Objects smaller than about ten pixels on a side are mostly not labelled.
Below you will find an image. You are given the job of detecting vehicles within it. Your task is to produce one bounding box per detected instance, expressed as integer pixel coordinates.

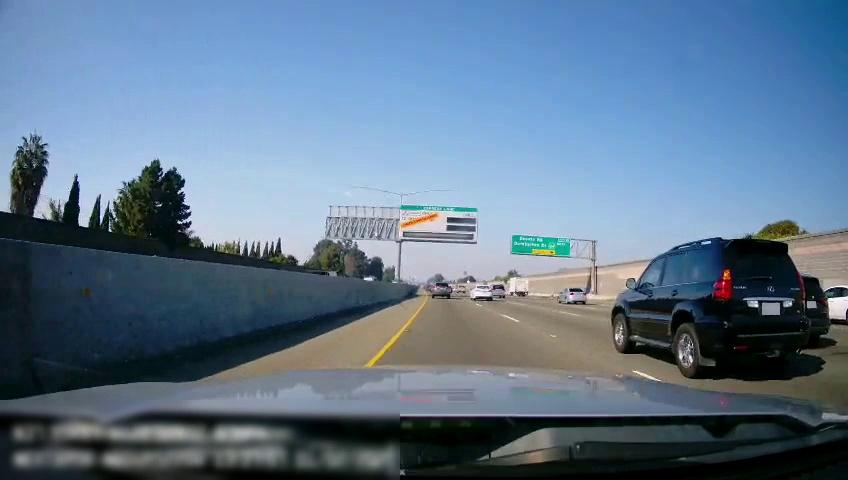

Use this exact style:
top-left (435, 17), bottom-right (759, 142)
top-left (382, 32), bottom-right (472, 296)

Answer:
top-left (822, 285), bottom-right (848, 326)
top-left (469, 284), bottom-right (494, 302)
top-left (455, 285), bottom-right (467, 294)
top-left (610, 236), bottom-right (808, 380)
top-left (363, 276), bottom-right (376, 281)
top-left (507, 277), bottom-right (529, 296)
top-left (557, 287), bottom-right (586, 305)
top-left (307, 270), bottom-right (338, 278)
top-left (798, 275), bottom-right (830, 349)
top-left (489, 284), bottom-right (507, 299)
top-left (431, 282), bottom-right (453, 300)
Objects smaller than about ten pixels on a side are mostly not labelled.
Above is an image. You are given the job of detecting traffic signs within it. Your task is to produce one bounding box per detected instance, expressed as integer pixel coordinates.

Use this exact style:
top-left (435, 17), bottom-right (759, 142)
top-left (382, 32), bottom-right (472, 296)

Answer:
top-left (510, 233), bottom-right (572, 258)
top-left (397, 203), bottom-right (479, 244)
